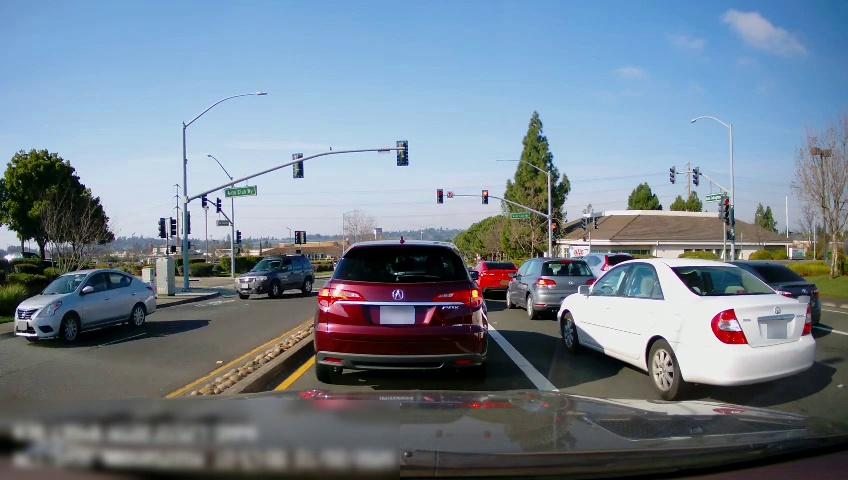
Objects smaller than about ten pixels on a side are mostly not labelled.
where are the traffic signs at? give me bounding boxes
[224,184,258,198]
[215,219,230,227]
[511,213,530,221]
[705,193,722,202]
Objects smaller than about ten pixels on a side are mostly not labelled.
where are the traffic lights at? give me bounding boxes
[294,231,301,244]
[435,188,445,205]
[291,151,304,178]
[481,188,490,207]
[302,231,307,244]
[200,194,207,208]
[395,137,411,168]
[169,217,177,237]
[692,168,699,186]
[669,168,677,183]
[592,216,600,230]
[216,197,224,214]
[159,218,167,237]
[583,216,590,230]
[236,230,243,243]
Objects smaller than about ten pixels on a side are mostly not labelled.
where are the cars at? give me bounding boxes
[506,256,596,321]
[11,268,158,345]
[555,257,819,401]
[730,259,822,325]
[474,260,516,295]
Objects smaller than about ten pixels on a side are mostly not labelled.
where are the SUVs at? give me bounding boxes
[583,251,633,279]
[311,241,489,383]
[232,254,315,301]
